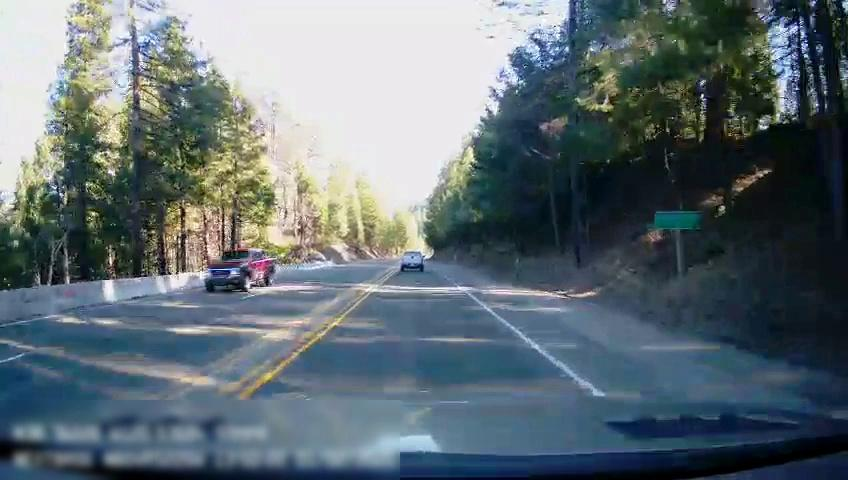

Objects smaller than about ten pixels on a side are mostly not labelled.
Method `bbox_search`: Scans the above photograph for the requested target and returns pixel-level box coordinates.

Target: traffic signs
[654,210,704,231]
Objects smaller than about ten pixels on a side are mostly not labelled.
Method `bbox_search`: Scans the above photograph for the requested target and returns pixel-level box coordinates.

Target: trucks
[399,248,425,272]
[204,247,277,293]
